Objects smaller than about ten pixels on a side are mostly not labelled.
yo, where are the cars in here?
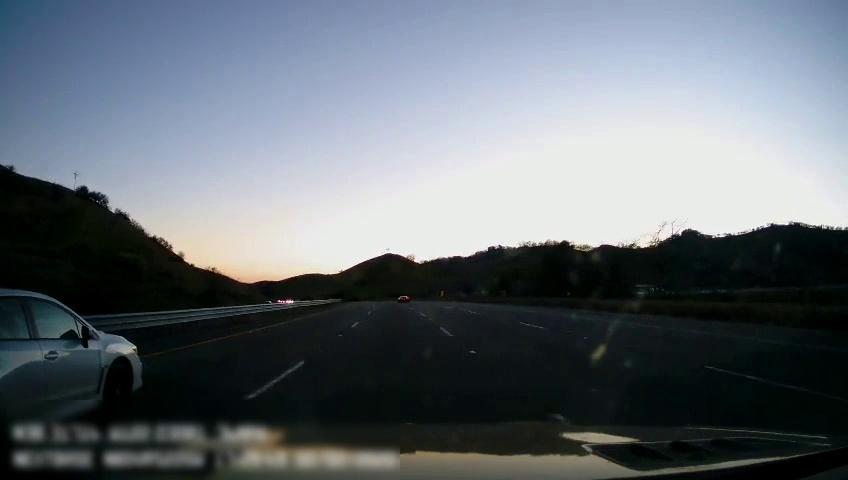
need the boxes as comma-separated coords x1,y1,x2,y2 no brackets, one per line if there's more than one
398,295,410,303
0,289,145,443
